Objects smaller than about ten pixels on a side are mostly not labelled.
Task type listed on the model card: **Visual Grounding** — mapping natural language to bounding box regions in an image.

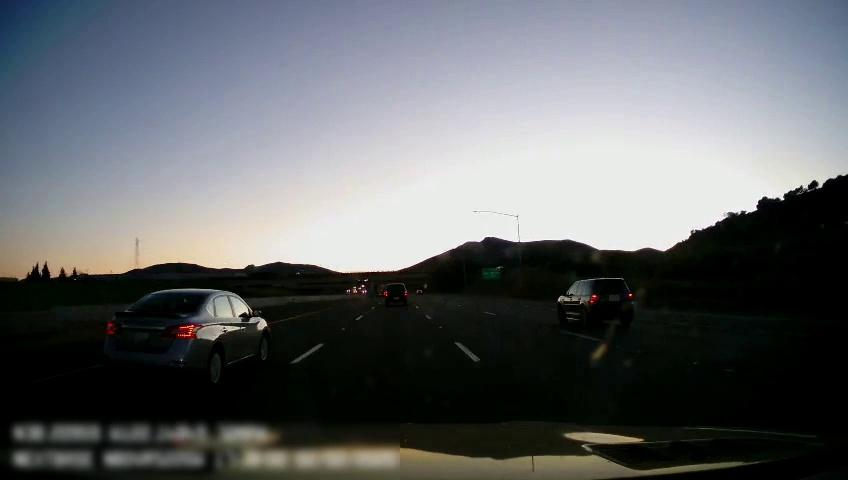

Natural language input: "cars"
[102,289,272,387]
[384,282,408,305]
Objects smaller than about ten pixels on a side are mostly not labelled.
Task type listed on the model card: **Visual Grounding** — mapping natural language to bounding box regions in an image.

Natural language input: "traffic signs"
[481,266,502,281]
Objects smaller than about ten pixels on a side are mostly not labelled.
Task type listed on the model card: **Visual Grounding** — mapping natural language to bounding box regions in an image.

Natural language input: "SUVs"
[556,277,634,332]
